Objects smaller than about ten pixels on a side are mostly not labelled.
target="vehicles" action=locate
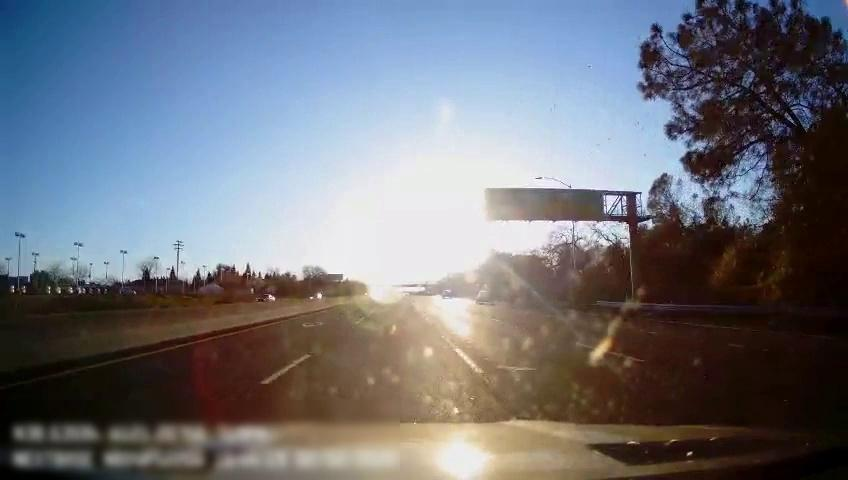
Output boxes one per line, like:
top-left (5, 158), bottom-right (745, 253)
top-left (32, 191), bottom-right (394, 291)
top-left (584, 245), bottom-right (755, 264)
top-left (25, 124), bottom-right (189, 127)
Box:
top-left (442, 290), bottom-right (452, 298)
top-left (255, 294), bottom-right (276, 304)
top-left (475, 291), bottom-right (491, 303)
top-left (309, 293), bottom-right (322, 301)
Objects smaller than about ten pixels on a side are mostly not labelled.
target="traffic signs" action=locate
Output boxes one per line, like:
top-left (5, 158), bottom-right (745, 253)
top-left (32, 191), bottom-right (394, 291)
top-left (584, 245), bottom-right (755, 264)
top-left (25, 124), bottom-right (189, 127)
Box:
top-left (486, 188), bottom-right (603, 221)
